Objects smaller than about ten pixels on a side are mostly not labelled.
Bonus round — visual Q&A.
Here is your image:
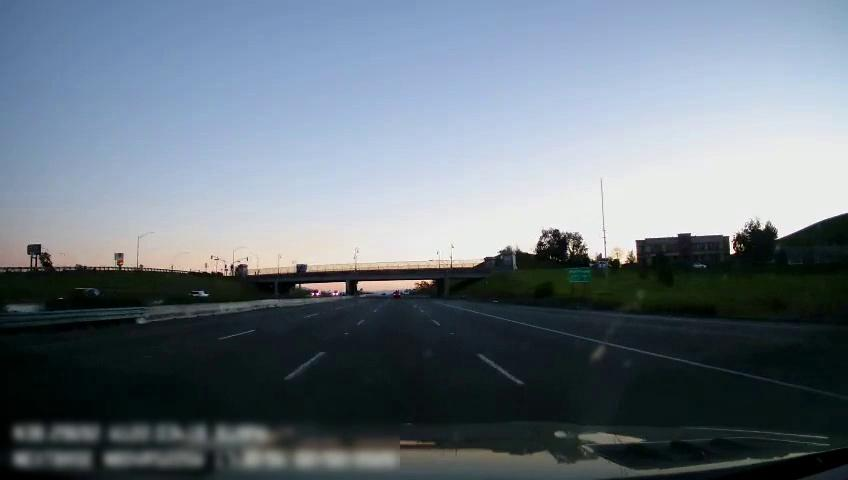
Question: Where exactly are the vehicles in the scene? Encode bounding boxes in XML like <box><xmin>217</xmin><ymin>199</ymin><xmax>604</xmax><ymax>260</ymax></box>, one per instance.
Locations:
<box><xmin>591</xmin><ymin>260</ymin><xmax>612</xmax><ymax>268</ymax></box>
<box><xmin>688</xmin><ymin>262</ymin><xmax>707</xmax><ymax>269</ymax></box>
<box><xmin>56</xmin><ymin>287</ymin><xmax>104</xmax><ymax>307</ymax></box>
<box><xmin>186</xmin><ymin>290</ymin><xmax>211</xmax><ymax>299</ymax></box>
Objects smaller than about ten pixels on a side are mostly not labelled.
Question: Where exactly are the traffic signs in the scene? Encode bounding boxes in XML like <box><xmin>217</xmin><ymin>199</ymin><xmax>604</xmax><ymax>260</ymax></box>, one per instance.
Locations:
<box><xmin>568</xmin><ymin>268</ymin><xmax>592</xmax><ymax>284</ymax></box>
